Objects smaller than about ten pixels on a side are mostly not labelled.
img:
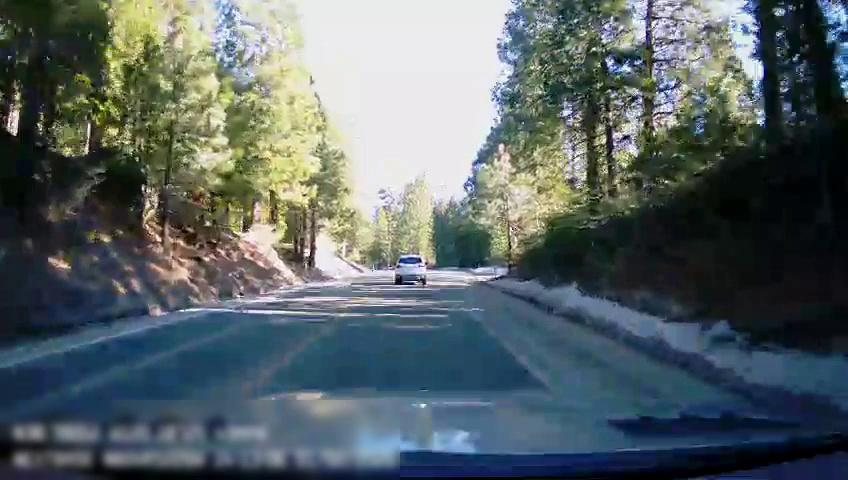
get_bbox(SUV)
[394,252,431,286]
